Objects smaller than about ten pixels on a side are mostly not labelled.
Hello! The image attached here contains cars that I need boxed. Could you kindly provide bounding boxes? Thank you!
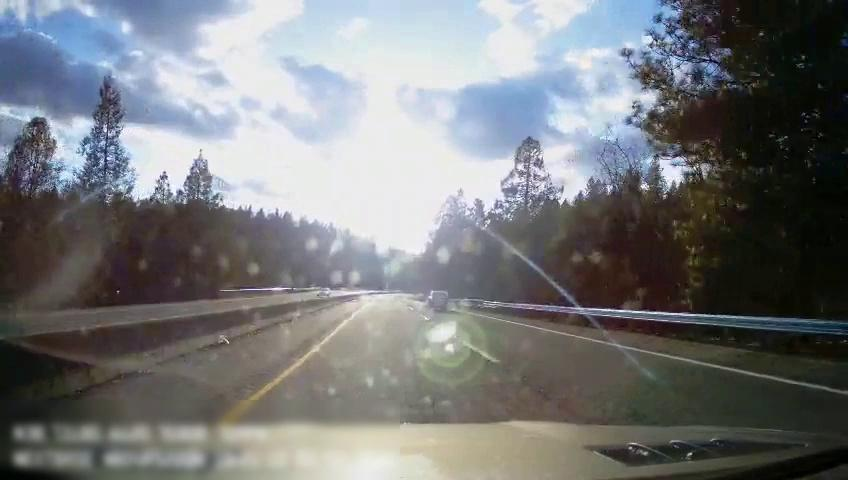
[316,287,331,297]
[427,290,449,312]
